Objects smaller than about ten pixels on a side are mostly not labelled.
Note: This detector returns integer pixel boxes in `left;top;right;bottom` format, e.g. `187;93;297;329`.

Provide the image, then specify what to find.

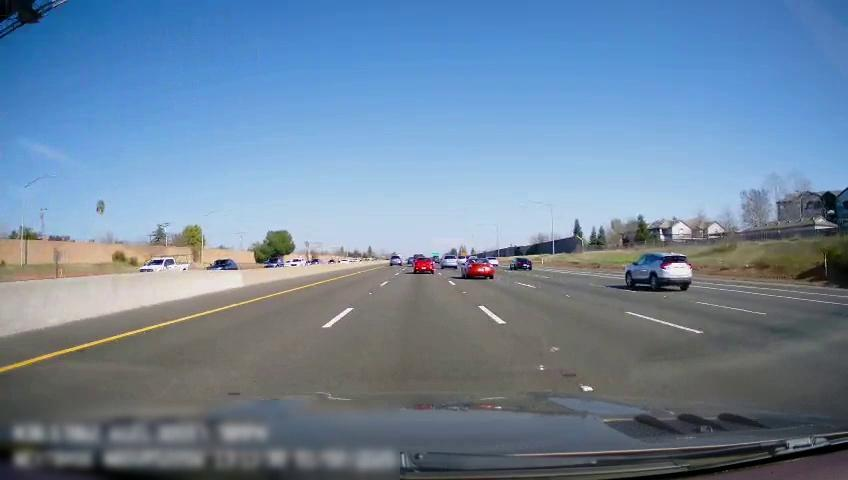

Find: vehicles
412;256;434;274
289;258;307;268
623;251;693;292
509;257;534;271
456;255;465;265
208;258;239;271
388;254;402;266
460;258;495;281
263;257;285;269
139;257;189;273
484;256;499;267
440;254;459;269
